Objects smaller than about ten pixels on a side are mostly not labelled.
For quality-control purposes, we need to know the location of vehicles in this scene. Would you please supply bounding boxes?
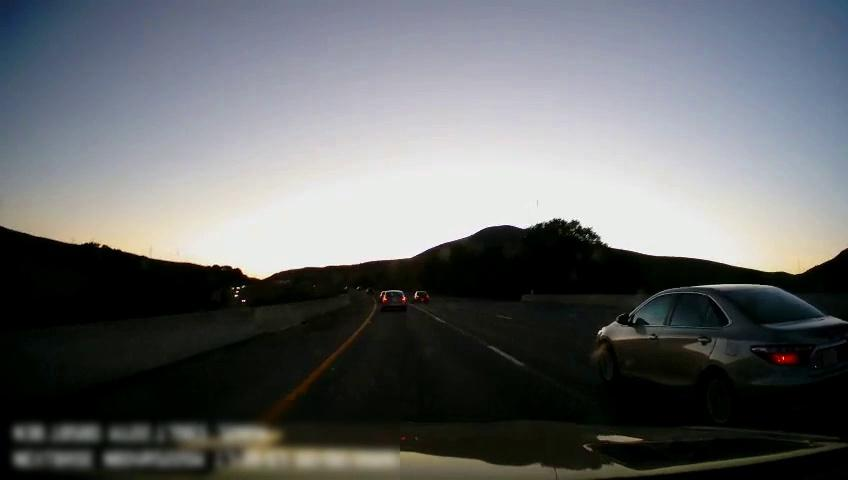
[596,284,848,427]
[413,291,429,303]
[382,290,407,312]
[379,290,387,303]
